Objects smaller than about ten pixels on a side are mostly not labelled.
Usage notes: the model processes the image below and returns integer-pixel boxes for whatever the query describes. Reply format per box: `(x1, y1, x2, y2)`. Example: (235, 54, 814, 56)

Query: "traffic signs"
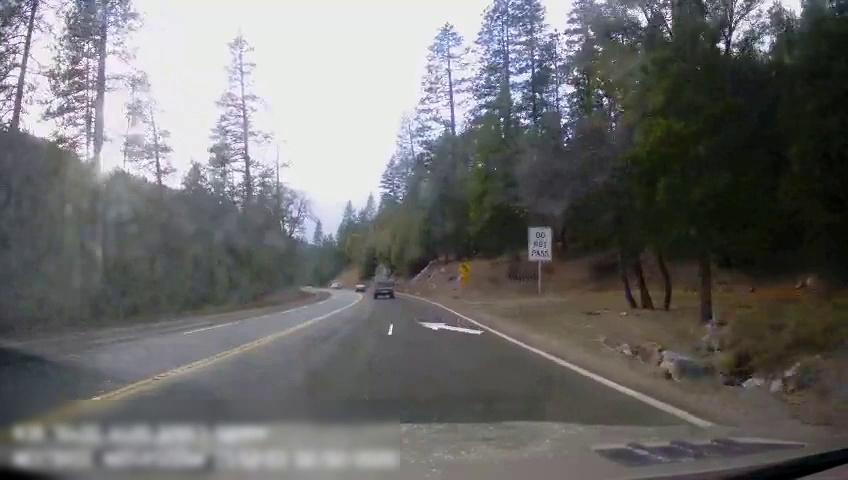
(459, 262, 471, 275)
(527, 226, 554, 264)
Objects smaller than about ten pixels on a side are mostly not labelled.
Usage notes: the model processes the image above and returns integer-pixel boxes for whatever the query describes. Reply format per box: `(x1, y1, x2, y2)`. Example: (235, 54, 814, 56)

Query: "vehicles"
(374, 281, 394, 299)
(356, 284, 366, 293)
